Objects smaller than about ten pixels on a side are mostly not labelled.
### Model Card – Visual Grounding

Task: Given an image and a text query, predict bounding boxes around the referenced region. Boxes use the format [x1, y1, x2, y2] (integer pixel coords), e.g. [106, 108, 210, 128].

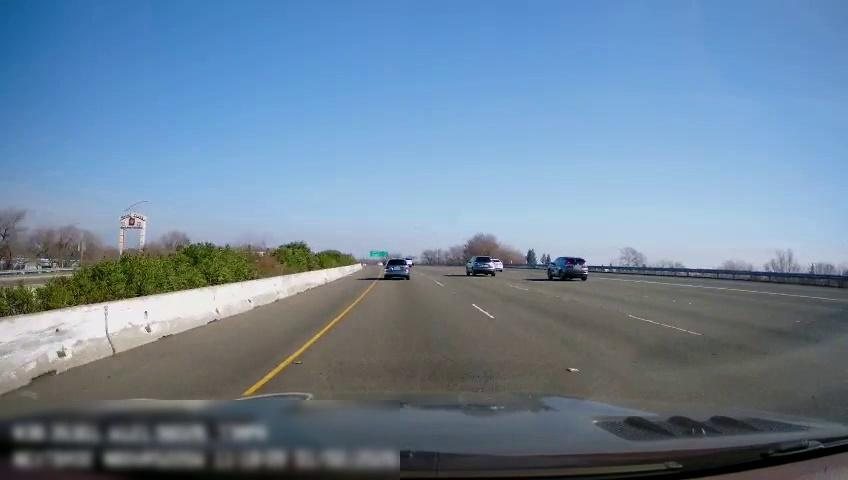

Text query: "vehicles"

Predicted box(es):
[492, 258, 504, 272]
[547, 256, 589, 281]
[465, 255, 496, 277]
[406, 257, 413, 267]
[383, 258, 410, 281]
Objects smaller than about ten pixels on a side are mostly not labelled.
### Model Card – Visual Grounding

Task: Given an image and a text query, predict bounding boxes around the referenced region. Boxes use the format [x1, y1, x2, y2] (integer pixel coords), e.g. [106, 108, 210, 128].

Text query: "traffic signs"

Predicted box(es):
[369, 250, 389, 258]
